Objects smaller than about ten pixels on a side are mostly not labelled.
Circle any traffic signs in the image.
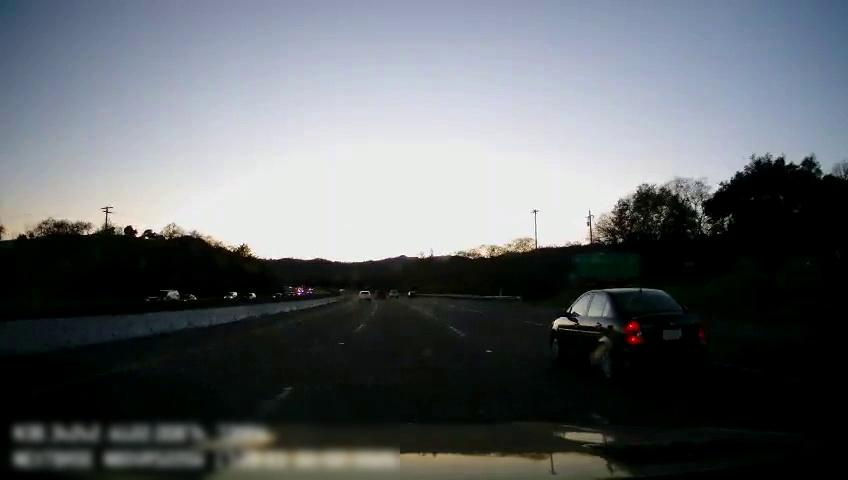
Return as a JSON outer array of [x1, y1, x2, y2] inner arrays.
[[573, 251, 640, 277]]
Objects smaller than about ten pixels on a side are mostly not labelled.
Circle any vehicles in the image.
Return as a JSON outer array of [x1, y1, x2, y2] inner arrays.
[[223, 292, 238, 300], [244, 293, 256, 300], [374, 289, 387, 300], [179, 294, 197, 303], [358, 291, 371, 303], [144, 289, 180, 304], [388, 289, 399, 298], [272, 293, 284, 300], [549, 289, 705, 384]]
